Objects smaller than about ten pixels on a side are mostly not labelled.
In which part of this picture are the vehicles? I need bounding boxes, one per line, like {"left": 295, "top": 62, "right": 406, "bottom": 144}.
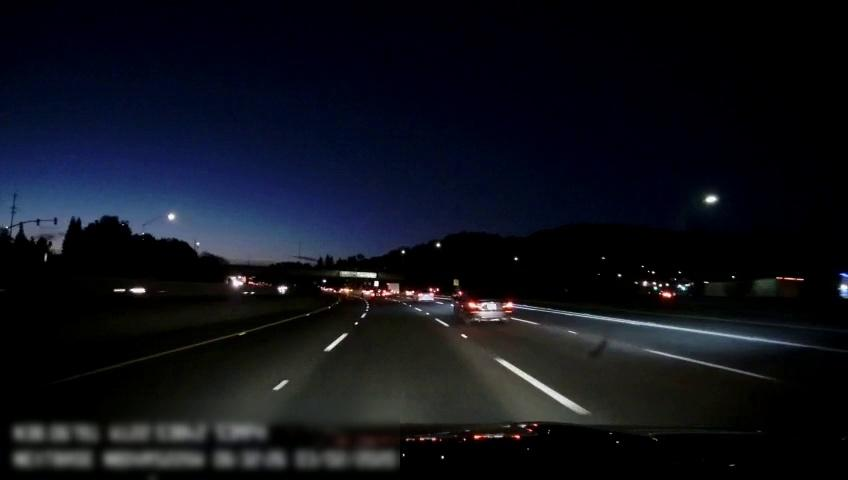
{"left": 453, "top": 288, "right": 513, "bottom": 327}
{"left": 242, "top": 289, "right": 255, "bottom": 296}
{"left": 388, "top": 283, "right": 400, "bottom": 293}
{"left": 416, "top": 290, "right": 434, "bottom": 302}
{"left": 113, "top": 285, "right": 160, "bottom": 295}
